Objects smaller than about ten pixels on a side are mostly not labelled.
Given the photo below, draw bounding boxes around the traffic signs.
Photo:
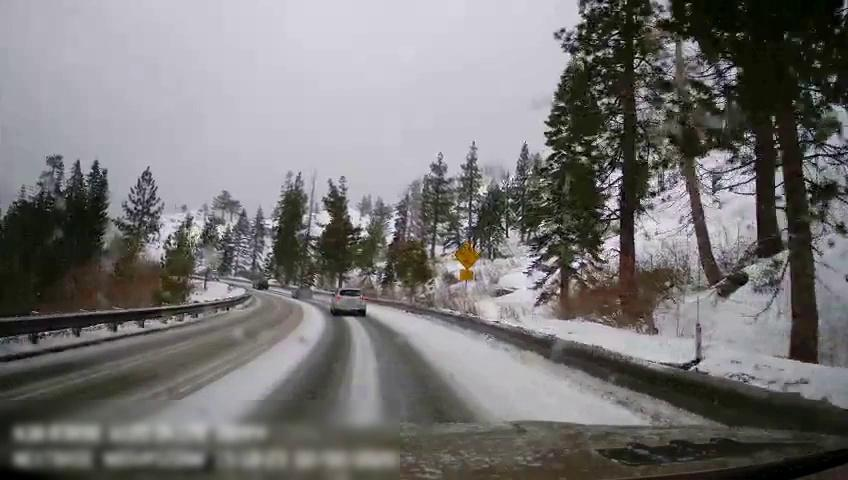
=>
[459,270,473,280]
[455,243,481,268]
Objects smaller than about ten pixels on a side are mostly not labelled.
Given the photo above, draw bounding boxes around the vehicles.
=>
[255,279,269,290]
[330,288,366,317]
[292,285,312,300]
